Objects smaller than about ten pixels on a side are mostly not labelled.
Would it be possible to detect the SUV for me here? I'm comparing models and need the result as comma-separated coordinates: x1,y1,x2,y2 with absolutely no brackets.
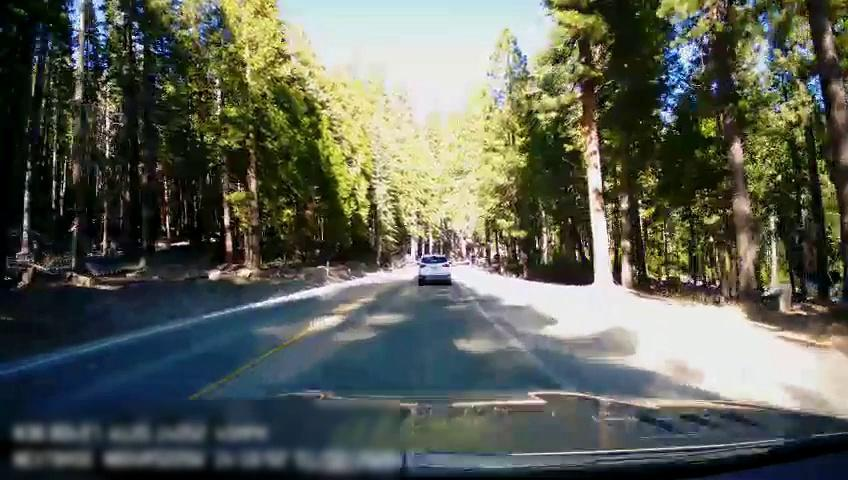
417,254,453,287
